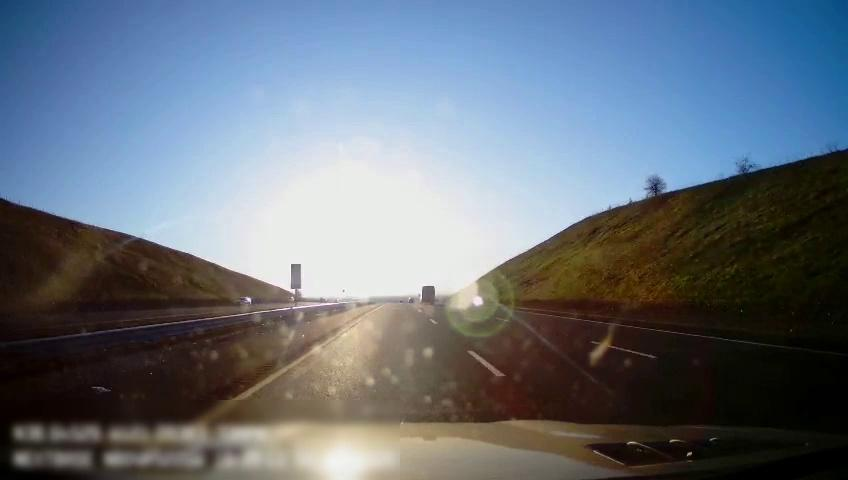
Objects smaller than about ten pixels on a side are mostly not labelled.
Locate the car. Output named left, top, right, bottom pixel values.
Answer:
left=233, top=296, right=252, bottom=307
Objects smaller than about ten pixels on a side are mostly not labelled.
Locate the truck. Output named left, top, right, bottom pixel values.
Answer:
left=421, top=286, right=435, bottom=304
